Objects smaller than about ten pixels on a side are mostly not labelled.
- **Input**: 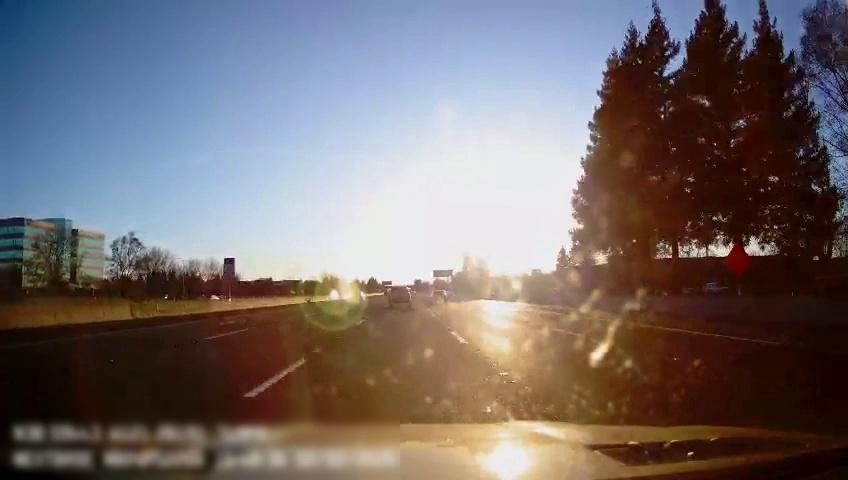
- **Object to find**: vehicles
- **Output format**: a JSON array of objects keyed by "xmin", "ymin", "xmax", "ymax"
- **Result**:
[
  {"xmin": 389, "ymin": 286, "xmax": 410, "ymax": 305},
  {"xmin": 432, "ymin": 291, "xmax": 446, "ymax": 303},
  {"xmin": 700, "ymin": 281, "xmax": 723, "ymax": 295},
  {"xmin": 448, "ymin": 292, "xmax": 461, "ymax": 303},
  {"xmin": 348, "ymin": 290, "xmax": 363, "ymax": 303}
]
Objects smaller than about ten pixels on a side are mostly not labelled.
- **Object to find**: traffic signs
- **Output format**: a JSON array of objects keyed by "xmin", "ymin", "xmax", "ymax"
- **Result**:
[
  {"xmin": 223, "ymin": 256, "xmax": 236, "ymax": 281},
  {"xmin": 433, "ymin": 270, "xmax": 452, "ymax": 278},
  {"xmin": 725, "ymin": 243, "xmax": 753, "ymax": 280},
  {"xmin": 531, "ymin": 269, "xmax": 543, "ymax": 281}
]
